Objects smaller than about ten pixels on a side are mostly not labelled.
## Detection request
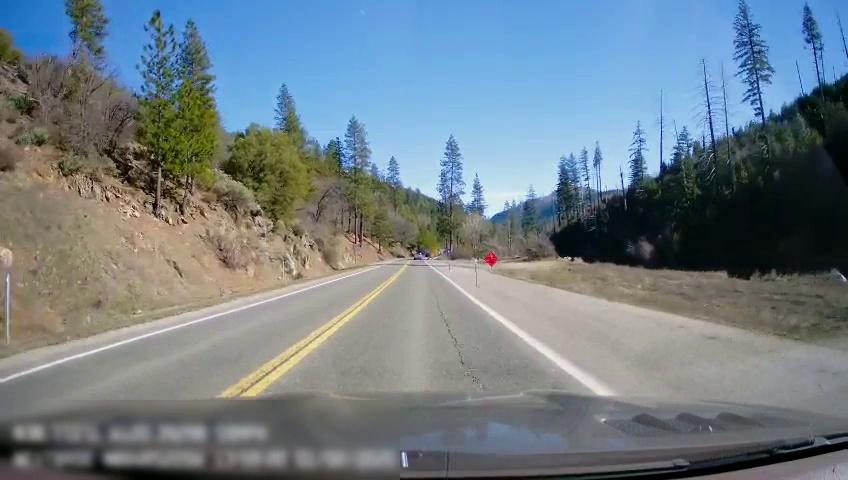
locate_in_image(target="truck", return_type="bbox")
[413,252,424,260]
